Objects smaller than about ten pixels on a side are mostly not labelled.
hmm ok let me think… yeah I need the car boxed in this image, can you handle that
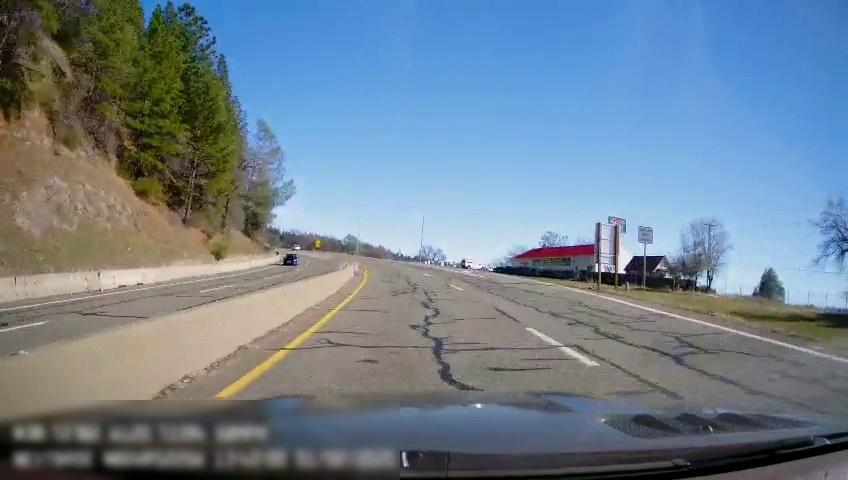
[282,253,303,266]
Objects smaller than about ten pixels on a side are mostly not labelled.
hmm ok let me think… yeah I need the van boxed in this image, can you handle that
[460,258,483,271]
